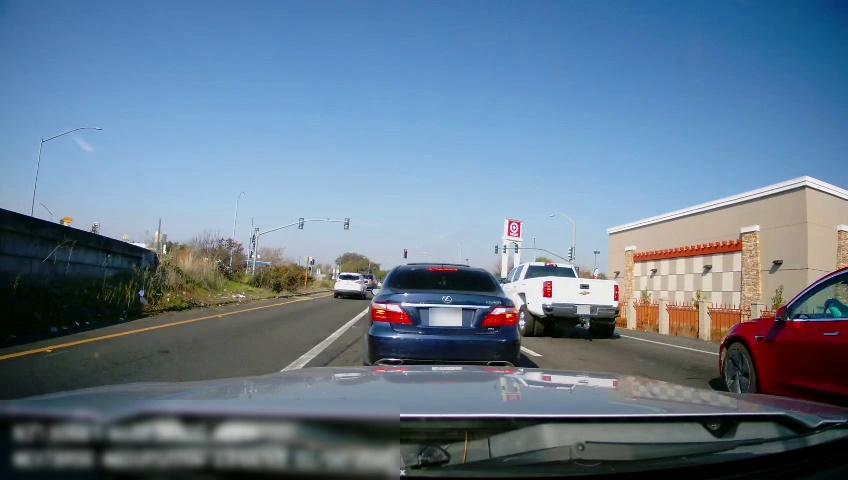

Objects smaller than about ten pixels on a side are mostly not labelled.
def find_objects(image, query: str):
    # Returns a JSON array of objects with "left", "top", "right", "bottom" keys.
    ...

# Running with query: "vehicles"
[
  {"left": 490, "top": 262, "right": 621, "bottom": 340},
  {"left": 127, "top": 242, "right": 157, "bottom": 256},
  {"left": 332, "top": 272, "right": 369, "bottom": 300},
  {"left": 358, "top": 274, "right": 377, "bottom": 289},
  {"left": 717, "top": 264, "right": 848, "bottom": 408},
  {"left": 361, "top": 262, "right": 522, "bottom": 367}
]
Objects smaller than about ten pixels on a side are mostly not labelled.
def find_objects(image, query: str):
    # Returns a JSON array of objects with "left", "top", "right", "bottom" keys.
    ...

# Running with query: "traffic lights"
[
  {"left": 343, "top": 217, "right": 350, "bottom": 231},
  {"left": 403, "top": 248, "right": 408, "bottom": 260},
  {"left": 494, "top": 244, "right": 499, "bottom": 255},
  {"left": 502, "top": 243, "right": 507, "bottom": 255},
  {"left": 567, "top": 247, "right": 573, "bottom": 261},
  {"left": 297, "top": 217, "right": 305, "bottom": 230},
  {"left": 513, "top": 242, "right": 519, "bottom": 256}
]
